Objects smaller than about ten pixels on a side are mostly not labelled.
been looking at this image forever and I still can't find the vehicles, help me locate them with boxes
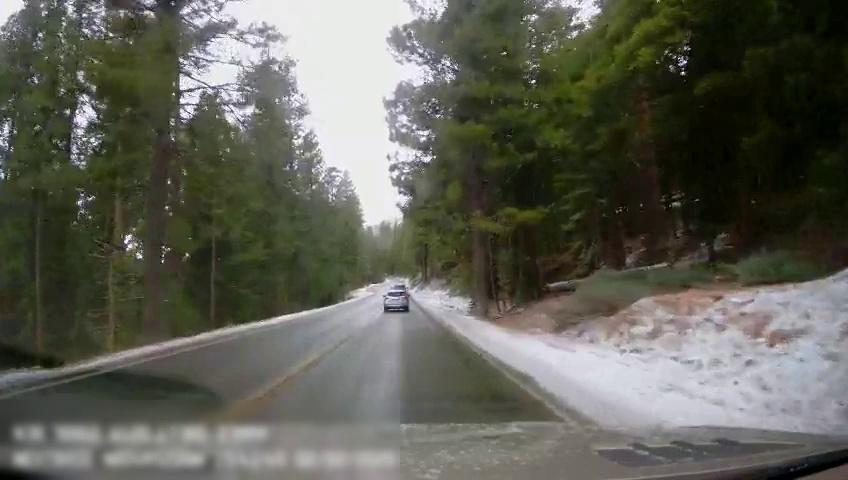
[383,289,411,313]
[391,284,406,290]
